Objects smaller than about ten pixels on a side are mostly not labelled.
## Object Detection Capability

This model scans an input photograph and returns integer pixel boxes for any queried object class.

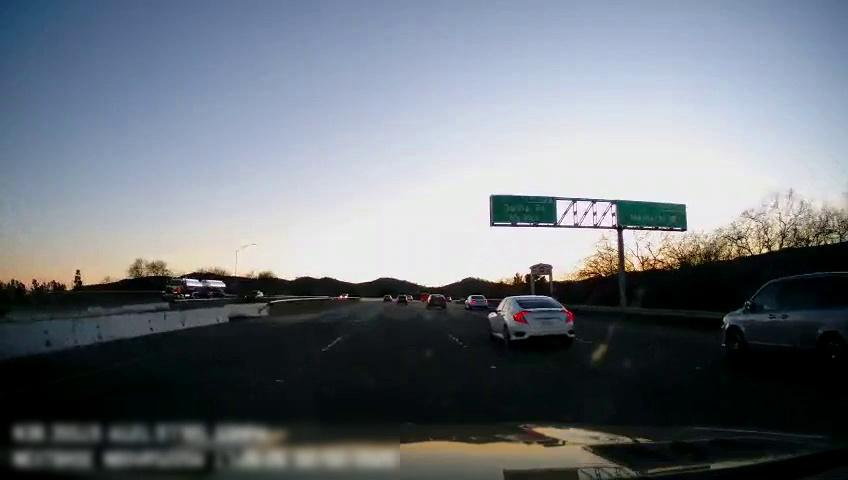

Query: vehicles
[397,295,408,304]
[486,295,575,348]
[465,295,488,310]
[720,272,848,371]
[161,279,226,301]
[245,290,264,300]
[425,294,447,310]
[383,294,392,303]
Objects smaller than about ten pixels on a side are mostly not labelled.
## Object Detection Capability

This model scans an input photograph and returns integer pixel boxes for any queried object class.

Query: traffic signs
[491,194,557,224]
[617,200,687,229]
